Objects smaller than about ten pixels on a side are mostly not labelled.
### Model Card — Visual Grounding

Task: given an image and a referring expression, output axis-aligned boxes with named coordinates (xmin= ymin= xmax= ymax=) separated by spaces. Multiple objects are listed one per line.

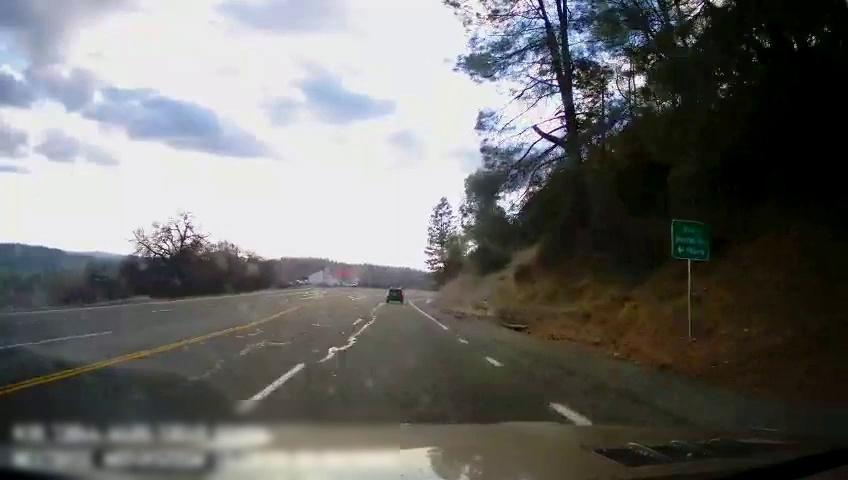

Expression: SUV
xmin=386 ymin=288 xmax=404 ymax=304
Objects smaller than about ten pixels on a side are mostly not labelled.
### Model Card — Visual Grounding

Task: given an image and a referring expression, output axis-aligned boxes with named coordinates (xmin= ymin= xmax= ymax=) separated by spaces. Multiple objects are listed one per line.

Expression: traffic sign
xmin=671 ymin=217 xmax=712 ymax=260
